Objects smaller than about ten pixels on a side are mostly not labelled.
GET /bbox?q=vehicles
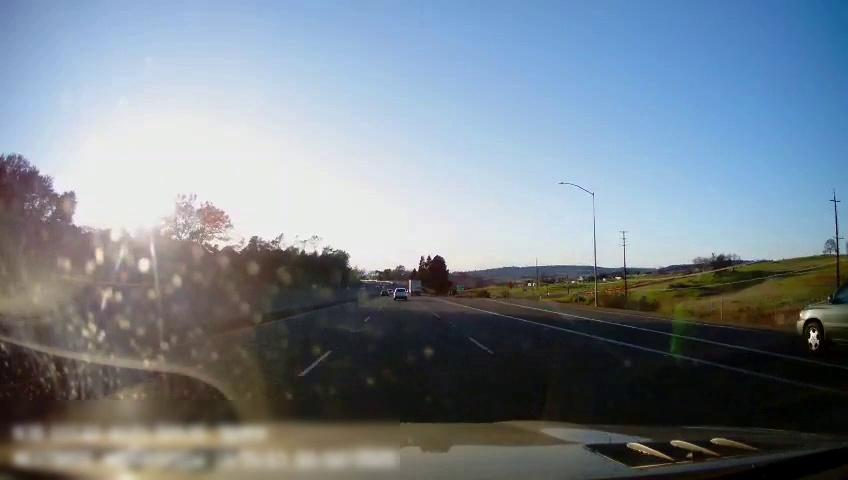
[393,287,408,301]
[408,279,422,296]
[796,281,848,354]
